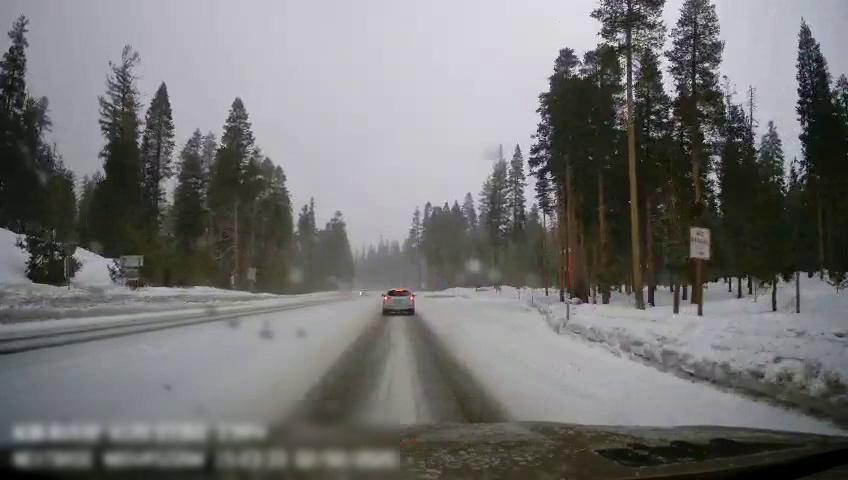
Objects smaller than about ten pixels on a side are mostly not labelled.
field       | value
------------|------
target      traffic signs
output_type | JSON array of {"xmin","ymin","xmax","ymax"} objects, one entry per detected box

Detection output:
[
  {"xmin": 119, "ymin": 255, "xmax": 143, "ymax": 268},
  {"xmin": 689, "ymin": 226, "xmax": 712, "ymax": 258}
]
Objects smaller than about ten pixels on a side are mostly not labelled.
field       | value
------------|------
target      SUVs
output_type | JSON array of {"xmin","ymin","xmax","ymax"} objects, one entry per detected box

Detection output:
[{"xmin": 380, "ymin": 288, "xmax": 416, "ymax": 315}]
